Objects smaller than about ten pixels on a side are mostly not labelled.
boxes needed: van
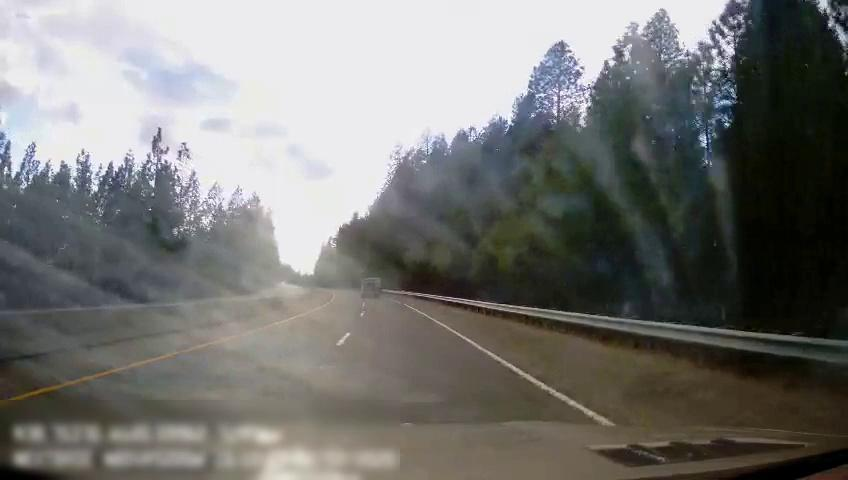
[361,277,381,299]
